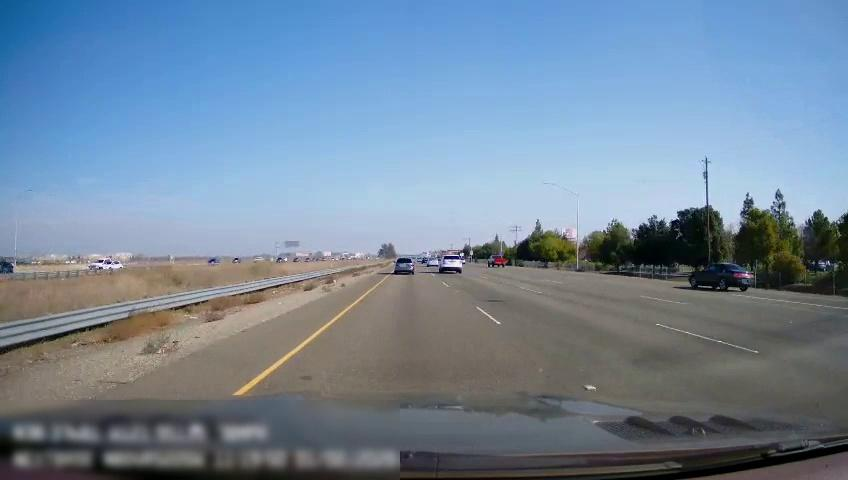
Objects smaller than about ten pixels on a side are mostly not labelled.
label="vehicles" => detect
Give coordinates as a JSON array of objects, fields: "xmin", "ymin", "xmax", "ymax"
[
  {"xmin": 0, "ymin": 260, "xmax": 14, "ymax": 274},
  {"xmin": 251, "ymin": 256, "xmax": 265, "ymax": 264},
  {"xmin": 487, "ymin": 255, "xmax": 506, "ymax": 268},
  {"xmin": 438, "ymin": 254, "xmax": 463, "ymax": 274},
  {"xmin": 458, "ymin": 256, "xmax": 466, "ymax": 265},
  {"xmin": 94, "ymin": 260, "xmax": 124, "ymax": 272},
  {"xmin": 207, "ymin": 256, "xmax": 225, "ymax": 265},
  {"xmin": 88, "ymin": 257, "xmax": 113, "ymax": 272},
  {"xmin": 426, "ymin": 257, "xmax": 439, "ymax": 268},
  {"xmin": 393, "ymin": 257, "xmax": 415, "ymax": 275},
  {"xmin": 687, "ymin": 262, "xmax": 753, "ymax": 292}
]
